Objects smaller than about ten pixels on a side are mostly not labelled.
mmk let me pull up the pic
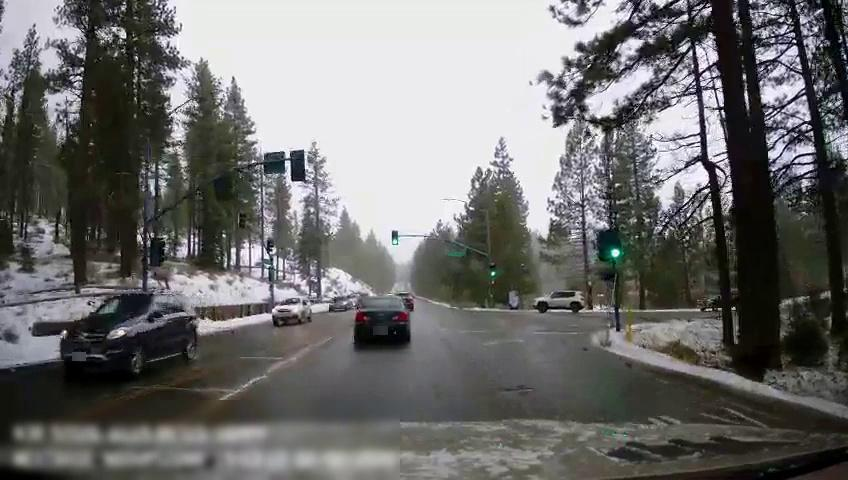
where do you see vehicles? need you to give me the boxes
[271,295,313,327]
[328,296,353,313]
[354,294,412,348]
[394,291,414,313]
[699,287,741,313]
[535,289,585,314]
[58,287,200,377]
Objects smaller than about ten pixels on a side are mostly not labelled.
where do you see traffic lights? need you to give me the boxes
[290,149,306,182]
[216,177,226,201]
[239,213,246,230]
[606,232,625,273]
[150,237,166,266]
[391,230,399,246]
[597,231,607,263]
[266,239,273,255]
[488,263,497,278]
